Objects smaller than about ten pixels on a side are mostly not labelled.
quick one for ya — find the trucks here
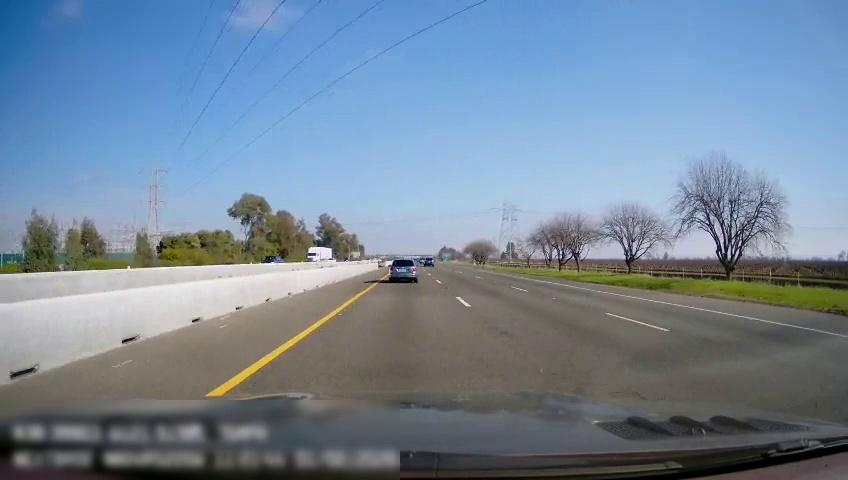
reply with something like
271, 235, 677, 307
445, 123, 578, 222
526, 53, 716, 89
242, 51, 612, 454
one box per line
306, 246, 333, 262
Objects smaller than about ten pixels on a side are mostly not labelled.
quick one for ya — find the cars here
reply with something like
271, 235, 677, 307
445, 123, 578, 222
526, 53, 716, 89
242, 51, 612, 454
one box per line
260, 255, 284, 265
423, 257, 435, 268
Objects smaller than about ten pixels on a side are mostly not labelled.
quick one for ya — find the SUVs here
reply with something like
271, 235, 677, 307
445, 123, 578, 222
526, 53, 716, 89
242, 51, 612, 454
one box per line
388, 259, 418, 283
